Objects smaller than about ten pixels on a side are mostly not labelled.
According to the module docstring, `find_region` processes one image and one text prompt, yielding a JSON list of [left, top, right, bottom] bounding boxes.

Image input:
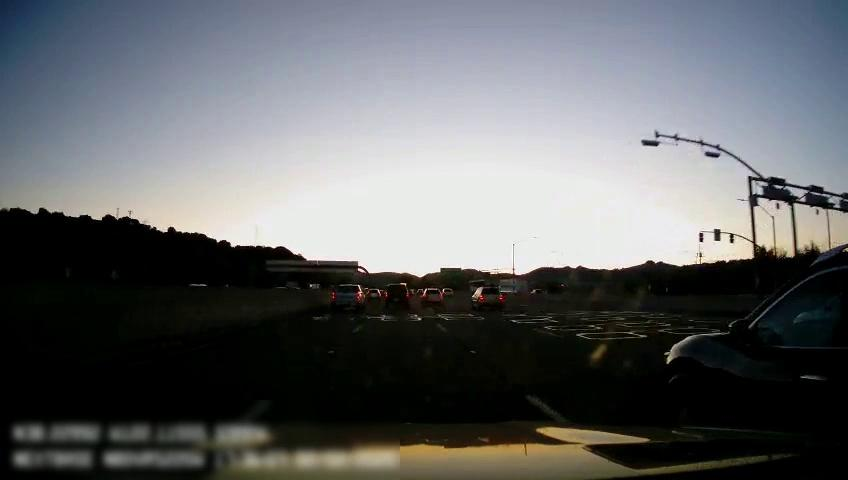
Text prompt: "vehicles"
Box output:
[[385, 282, 409, 305], [421, 287, 443, 304], [330, 284, 366, 312], [661, 242, 848, 431], [471, 286, 504, 312], [530, 289, 544, 297], [441, 287, 454, 299], [366, 288, 381, 301], [499, 278, 528, 296]]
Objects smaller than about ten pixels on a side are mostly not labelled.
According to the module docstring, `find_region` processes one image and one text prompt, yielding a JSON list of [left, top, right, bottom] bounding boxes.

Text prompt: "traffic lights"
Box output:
[[729, 233, 735, 244], [699, 232, 704, 243], [713, 228, 721, 242]]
